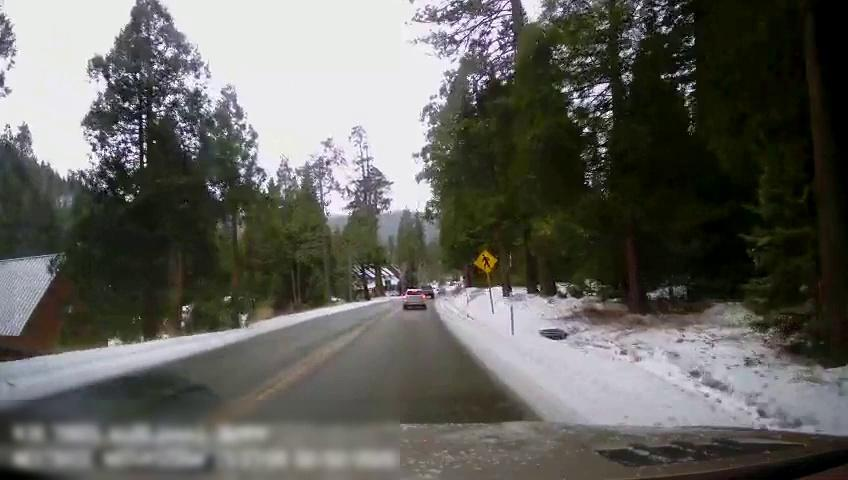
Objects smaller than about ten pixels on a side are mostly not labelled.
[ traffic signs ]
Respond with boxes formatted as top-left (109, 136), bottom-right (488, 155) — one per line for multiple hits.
top-left (474, 250), bottom-right (498, 273)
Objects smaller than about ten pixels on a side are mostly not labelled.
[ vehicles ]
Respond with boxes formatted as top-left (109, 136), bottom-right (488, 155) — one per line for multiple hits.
top-left (421, 286), bottom-right (434, 299)
top-left (403, 289), bottom-right (427, 310)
